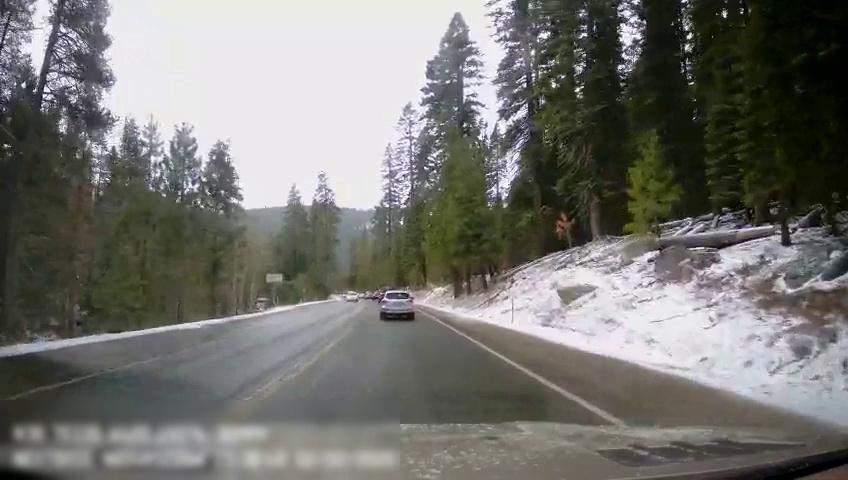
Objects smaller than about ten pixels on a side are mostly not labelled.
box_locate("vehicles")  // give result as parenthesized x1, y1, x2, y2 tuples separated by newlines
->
(346, 292, 359, 302)
(378, 288, 395, 303)
(380, 291, 415, 319)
